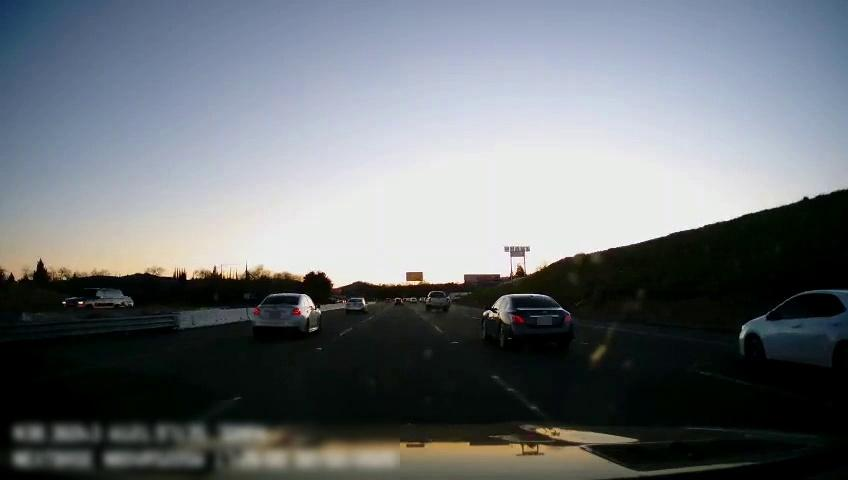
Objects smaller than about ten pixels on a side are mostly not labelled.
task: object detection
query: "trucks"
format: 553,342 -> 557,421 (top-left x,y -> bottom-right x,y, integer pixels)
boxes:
426,291 -> 449,313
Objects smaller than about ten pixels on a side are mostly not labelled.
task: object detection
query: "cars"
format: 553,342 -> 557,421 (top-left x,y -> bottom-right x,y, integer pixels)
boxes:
345,297 -> 369,314
62,288 -> 135,317
480,293 -> 573,359
739,290 -> 848,391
